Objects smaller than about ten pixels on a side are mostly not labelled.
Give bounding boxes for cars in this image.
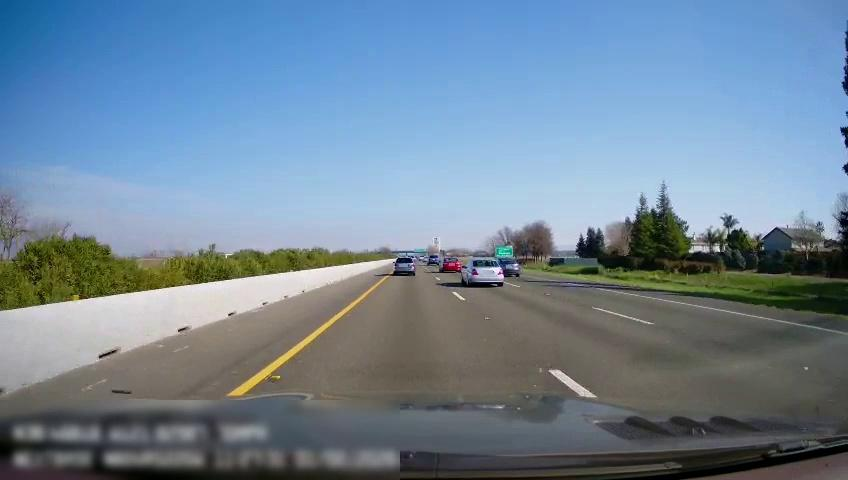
[494,258,521,280]
[460,257,504,288]
[437,256,461,273]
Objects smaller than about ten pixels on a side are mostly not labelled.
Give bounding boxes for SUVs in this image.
[425,254,440,267]
[394,256,417,277]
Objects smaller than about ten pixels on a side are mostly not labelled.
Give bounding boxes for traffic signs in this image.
[494,245,514,259]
